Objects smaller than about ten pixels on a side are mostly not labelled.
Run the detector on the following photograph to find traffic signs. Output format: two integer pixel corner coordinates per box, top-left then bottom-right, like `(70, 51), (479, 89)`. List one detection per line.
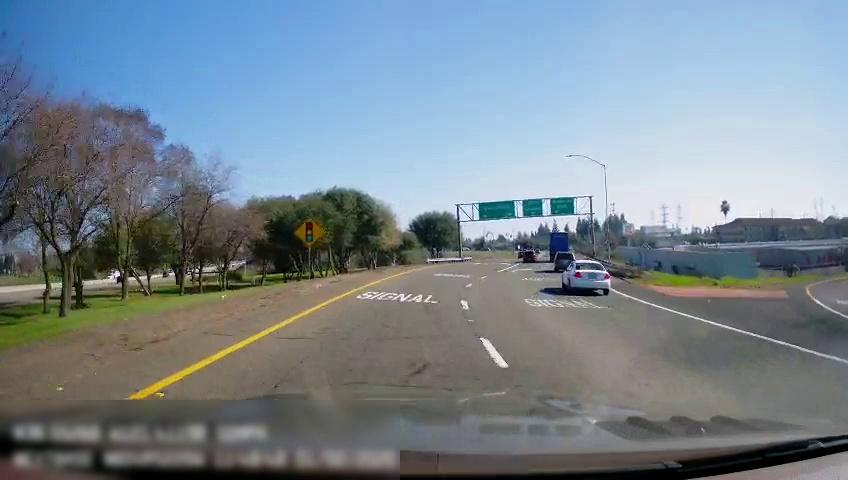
(294, 217), (325, 248)
(478, 199), (517, 220)
(548, 196), (575, 215)
(523, 198), (544, 219)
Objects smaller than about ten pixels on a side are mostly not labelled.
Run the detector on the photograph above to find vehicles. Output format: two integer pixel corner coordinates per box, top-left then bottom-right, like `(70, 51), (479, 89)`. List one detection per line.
(549, 231), (570, 263)
(547, 244), (560, 260)
(561, 259), (611, 296)
(521, 249), (537, 263)
(553, 252), (575, 274)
